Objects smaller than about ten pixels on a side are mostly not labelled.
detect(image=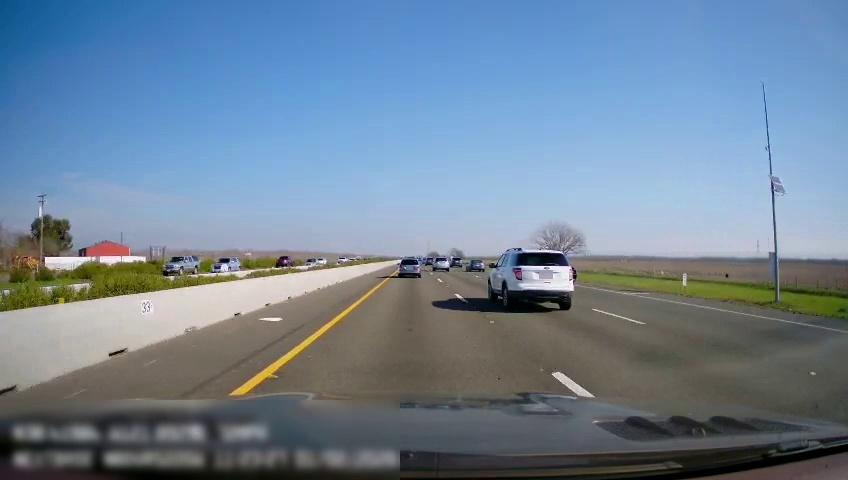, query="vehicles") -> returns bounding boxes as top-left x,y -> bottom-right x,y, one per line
570,267 -> 578,282
486,247 -> 576,311
162,256 -> 201,277
466,258 -> 486,272
449,256 -> 463,268
275,256 -> 296,269
211,257 -> 242,273
397,258 -> 422,278
431,256 -> 450,272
